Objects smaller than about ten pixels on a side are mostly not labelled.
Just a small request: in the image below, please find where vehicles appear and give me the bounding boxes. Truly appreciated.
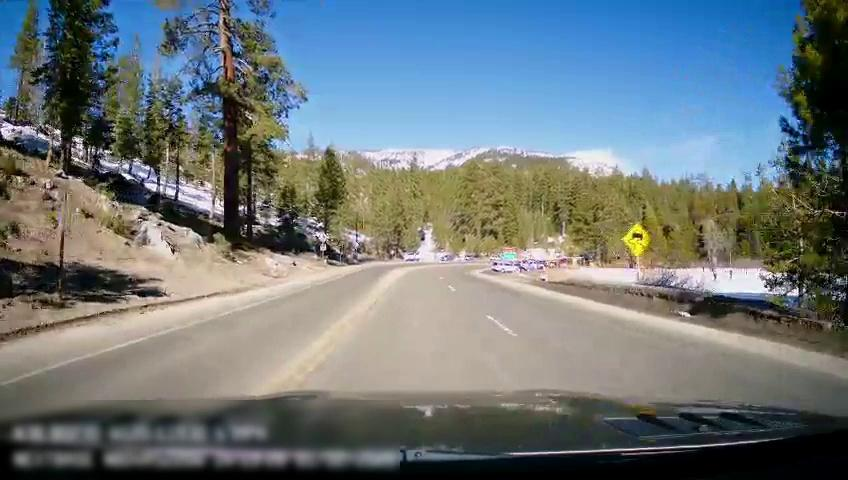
[491,260,527,274]
[403,253,419,262]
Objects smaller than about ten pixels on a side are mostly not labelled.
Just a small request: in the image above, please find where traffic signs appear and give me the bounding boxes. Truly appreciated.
[621,221,652,259]
[503,252,514,260]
